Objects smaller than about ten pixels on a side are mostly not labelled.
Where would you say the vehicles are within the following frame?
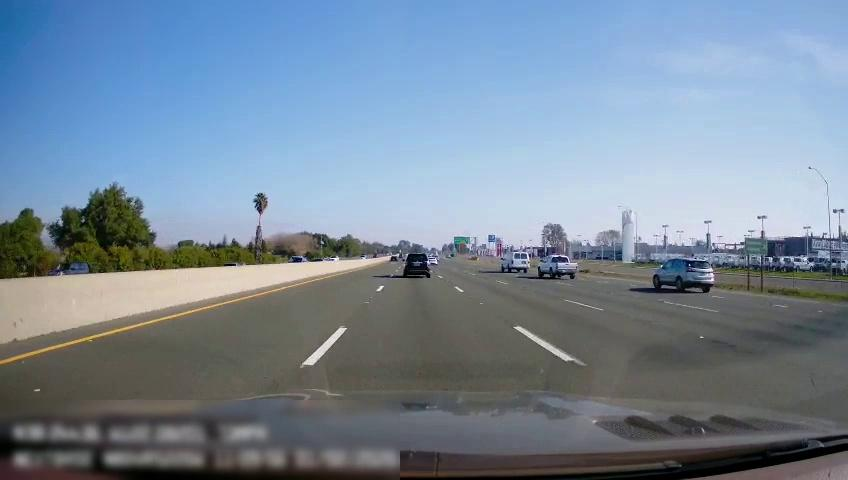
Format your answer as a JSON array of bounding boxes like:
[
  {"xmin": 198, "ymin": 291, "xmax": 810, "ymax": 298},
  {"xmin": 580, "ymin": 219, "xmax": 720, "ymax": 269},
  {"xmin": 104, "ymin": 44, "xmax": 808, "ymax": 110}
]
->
[
  {"xmin": 322, "ymin": 255, "xmax": 340, "ymax": 261},
  {"xmin": 401, "ymin": 253, "xmax": 431, "ymax": 279},
  {"xmin": 536, "ymin": 254, "xmax": 579, "ymax": 280},
  {"xmin": 47, "ymin": 262, "xmax": 92, "ymax": 278},
  {"xmin": 427, "ymin": 256, "xmax": 438, "ymax": 266},
  {"xmin": 288, "ymin": 255, "xmax": 310, "ymax": 264},
  {"xmin": 223, "ymin": 262, "xmax": 241, "ymax": 267},
  {"xmin": 651, "ymin": 256, "xmax": 717, "ymax": 294},
  {"xmin": 499, "ymin": 251, "xmax": 531, "ymax": 274}
]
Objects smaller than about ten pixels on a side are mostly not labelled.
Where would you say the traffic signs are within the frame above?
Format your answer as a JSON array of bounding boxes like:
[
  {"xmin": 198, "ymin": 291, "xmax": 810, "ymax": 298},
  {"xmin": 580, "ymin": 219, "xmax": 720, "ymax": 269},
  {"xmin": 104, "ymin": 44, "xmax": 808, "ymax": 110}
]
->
[
  {"xmin": 743, "ymin": 237, "xmax": 769, "ymax": 256},
  {"xmin": 453, "ymin": 235, "xmax": 469, "ymax": 244}
]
